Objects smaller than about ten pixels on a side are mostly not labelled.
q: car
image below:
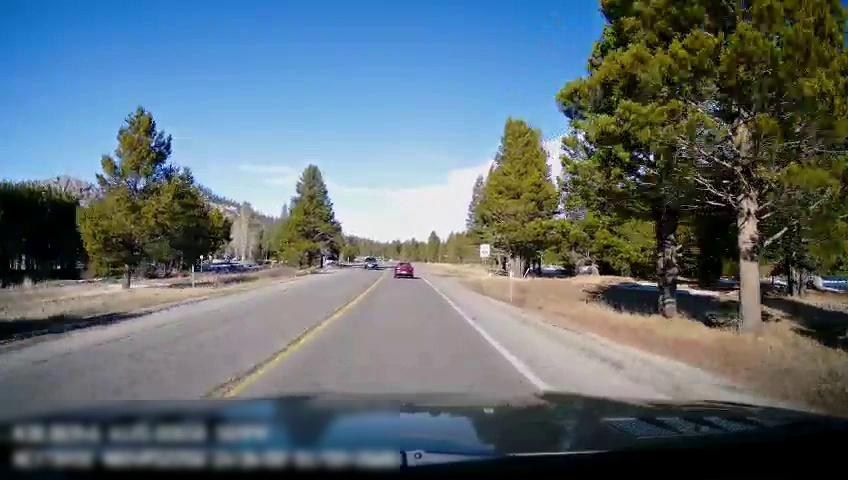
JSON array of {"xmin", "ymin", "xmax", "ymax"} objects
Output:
[{"xmin": 393, "ymin": 261, "xmax": 414, "ymax": 280}]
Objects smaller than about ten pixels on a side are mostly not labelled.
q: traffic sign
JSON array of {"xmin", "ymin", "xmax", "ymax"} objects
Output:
[{"xmin": 479, "ymin": 242, "xmax": 492, "ymax": 258}]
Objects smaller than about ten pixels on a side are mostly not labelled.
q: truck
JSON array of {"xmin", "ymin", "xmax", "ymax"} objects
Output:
[{"xmin": 363, "ymin": 257, "xmax": 379, "ymax": 271}]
